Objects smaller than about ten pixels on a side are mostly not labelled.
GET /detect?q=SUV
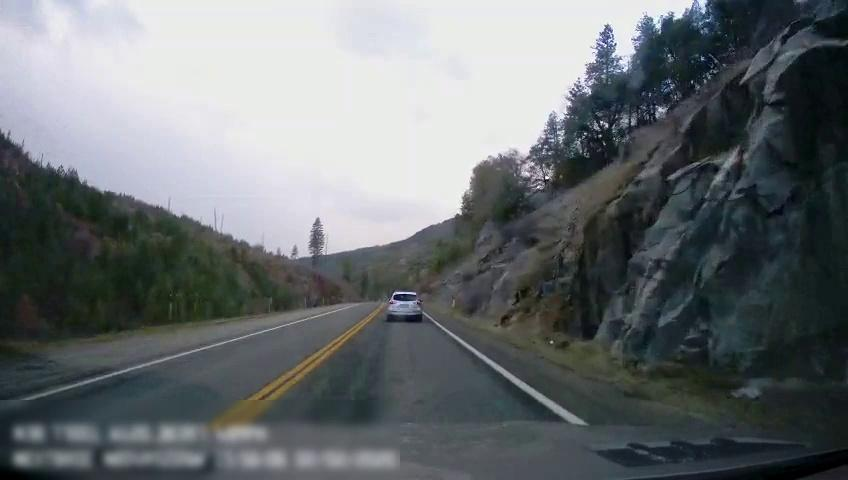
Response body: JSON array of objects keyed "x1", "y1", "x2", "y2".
[{"x1": 387, "y1": 291, "x2": 424, "y2": 322}]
